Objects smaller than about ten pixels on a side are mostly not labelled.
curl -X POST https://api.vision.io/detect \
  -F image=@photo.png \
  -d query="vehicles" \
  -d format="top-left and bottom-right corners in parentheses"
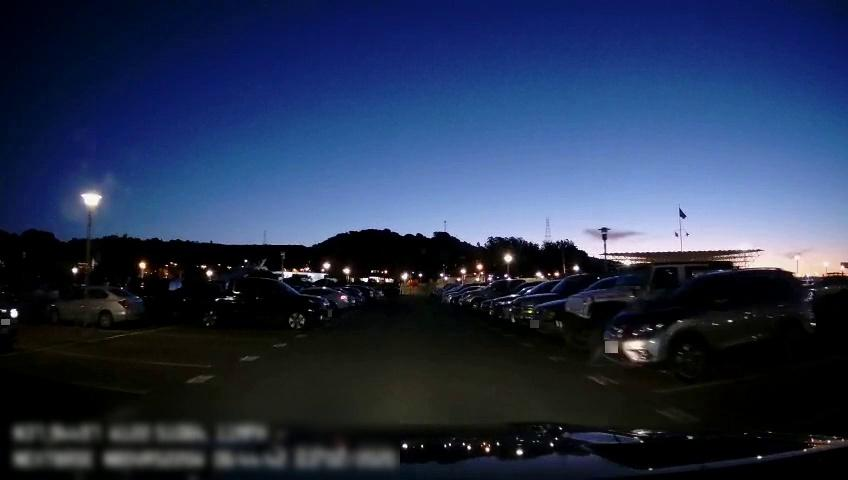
top-left (183, 276), bottom-right (334, 330)
top-left (355, 283), bottom-right (384, 299)
top-left (510, 280), bottom-right (546, 294)
top-left (321, 285), bottom-right (364, 305)
top-left (551, 261), bottom-right (734, 353)
top-left (0, 300), bottom-right (19, 337)
top-left (342, 284), bottom-right (374, 300)
top-left (510, 274), bottom-right (619, 329)
top-left (488, 281), bottom-right (561, 321)
top-left (293, 286), bottom-right (349, 311)
top-left (804, 275), bottom-right (848, 301)
top-left (330, 285), bottom-right (363, 303)
top-left (478, 285), bottom-right (538, 313)
top-left (601, 266), bottom-right (818, 382)
top-left (329, 287), bottom-right (356, 307)
top-left (457, 279), bottom-right (526, 310)
top-left (43, 286), bottom-right (145, 329)
top-left (530, 274), bottom-right (623, 337)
